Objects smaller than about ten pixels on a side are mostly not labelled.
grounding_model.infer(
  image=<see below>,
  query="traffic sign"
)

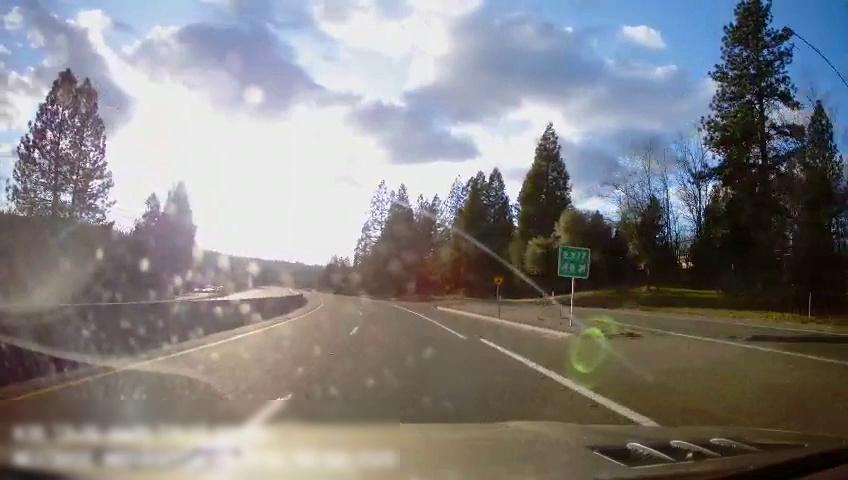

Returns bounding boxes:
[557,244,592,280]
